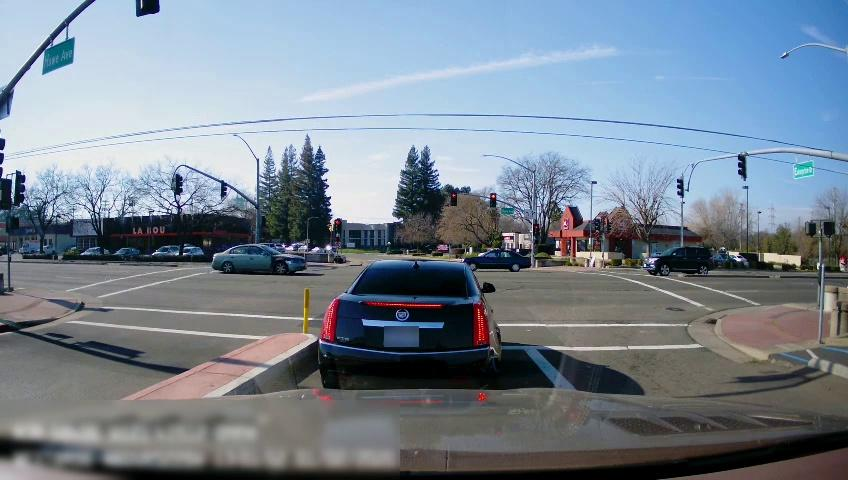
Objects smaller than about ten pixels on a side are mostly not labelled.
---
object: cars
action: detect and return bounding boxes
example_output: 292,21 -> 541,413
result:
319,260 -> 505,390
111,248 -> 137,258
176,246 -> 204,258
462,249 -> 531,272
152,246 -> 182,258
80,247 -> 108,257
211,244 -> 306,275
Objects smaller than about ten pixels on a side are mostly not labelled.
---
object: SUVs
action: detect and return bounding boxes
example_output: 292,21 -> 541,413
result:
643,246 -> 715,277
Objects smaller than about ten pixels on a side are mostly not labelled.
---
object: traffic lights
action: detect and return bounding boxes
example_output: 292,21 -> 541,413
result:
450,191 -> 458,207
0,179 -> 12,211
14,170 -> 26,207
804,222 -> 819,236
490,193 -> 497,208
676,178 -> 685,197
606,220 -> 613,233
172,173 -> 183,195
221,181 -> 228,199
736,153 -> 747,180
333,219 -> 342,234
0,137 -> 6,177
595,220 -> 602,234
533,224 -> 540,237
135,0 -> 160,17
821,221 -> 836,235
6,218 -> 20,231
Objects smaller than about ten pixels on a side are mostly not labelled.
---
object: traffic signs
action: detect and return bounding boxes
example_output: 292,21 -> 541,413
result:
793,160 -> 814,178
501,207 -> 513,214
42,37 -> 75,75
